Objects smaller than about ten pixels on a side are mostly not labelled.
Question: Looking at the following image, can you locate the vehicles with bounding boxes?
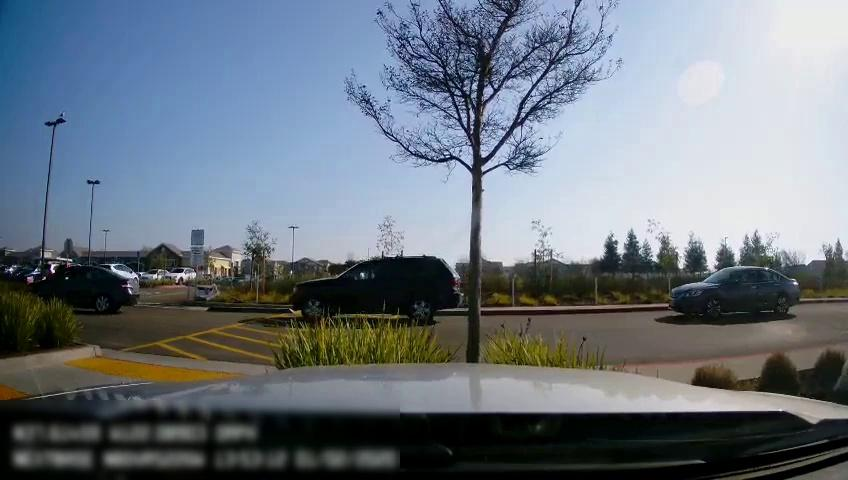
[96,263,139,279]
[669,265,802,322]
[831,357,848,395]
[142,268,165,280]
[29,262,140,316]
[287,253,462,325]
[166,265,198,285]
